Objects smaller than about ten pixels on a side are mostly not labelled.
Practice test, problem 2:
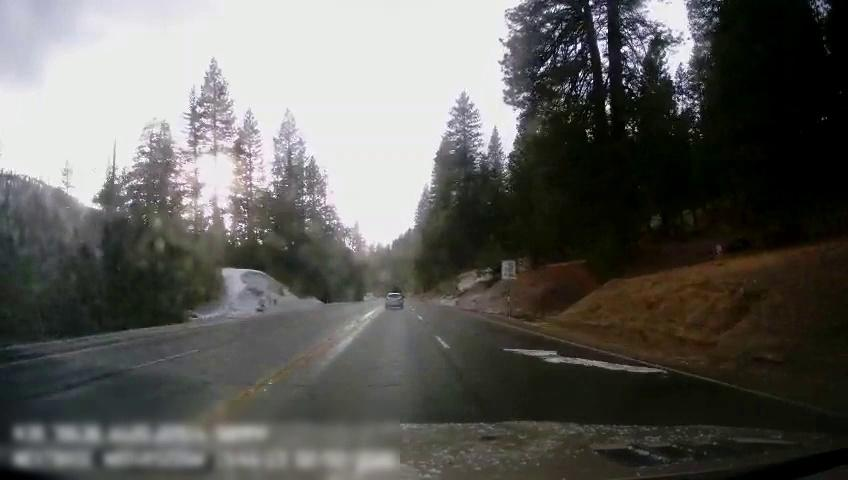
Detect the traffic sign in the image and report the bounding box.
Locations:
[500,259,517,282]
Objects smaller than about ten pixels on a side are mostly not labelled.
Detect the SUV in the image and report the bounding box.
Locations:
[383,291,404,310]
